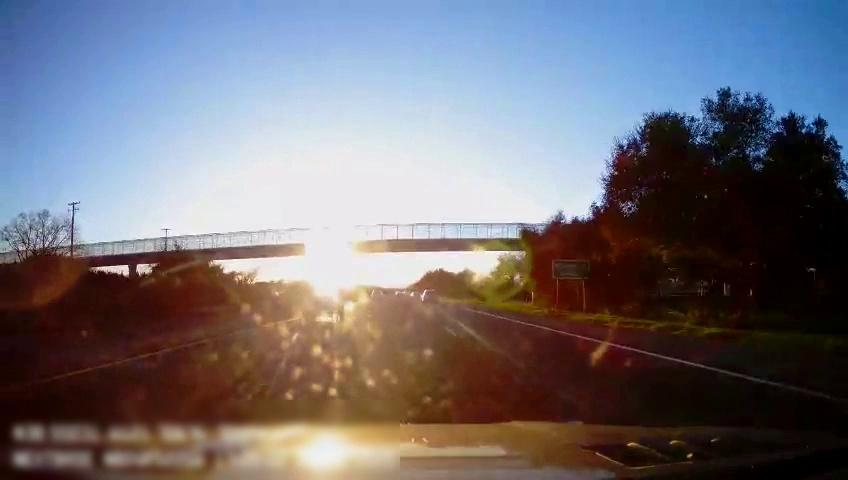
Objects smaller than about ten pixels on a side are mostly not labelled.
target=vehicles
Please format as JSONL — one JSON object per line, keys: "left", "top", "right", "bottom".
{"left": 302, "top": 288, "right": 345, "bottom": 324}
{"left": 421, "top": 289, "right": 437, "bottom": 303}
{"left": 370, "top": 288, "right": 384, "bottom": 301}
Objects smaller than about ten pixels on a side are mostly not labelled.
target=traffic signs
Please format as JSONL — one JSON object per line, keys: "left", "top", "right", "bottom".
{"left": 553, "top": 258, "right": 590, "bottom": 280}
